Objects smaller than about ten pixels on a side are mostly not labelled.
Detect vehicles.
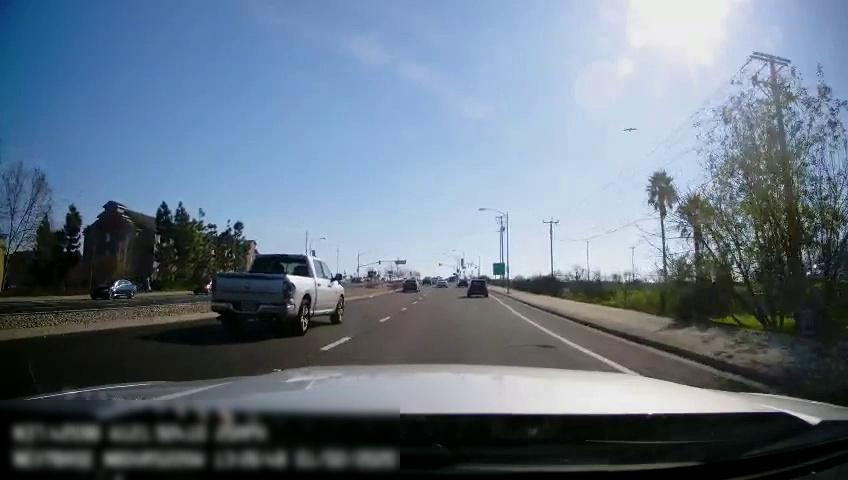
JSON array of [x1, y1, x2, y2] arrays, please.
[[210, 253, 346, 337], [466, 278, 488, 299], [190, 279, 214, 295], [435, 278, 449, 289], [401, 278, 420, 293], [457, 278, 469, 288], [87, 278, 137, 301], [422, 276, 433, 286]]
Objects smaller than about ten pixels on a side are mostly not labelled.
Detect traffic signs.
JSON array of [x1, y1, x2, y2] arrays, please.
[[493, 262, 505, 275]]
